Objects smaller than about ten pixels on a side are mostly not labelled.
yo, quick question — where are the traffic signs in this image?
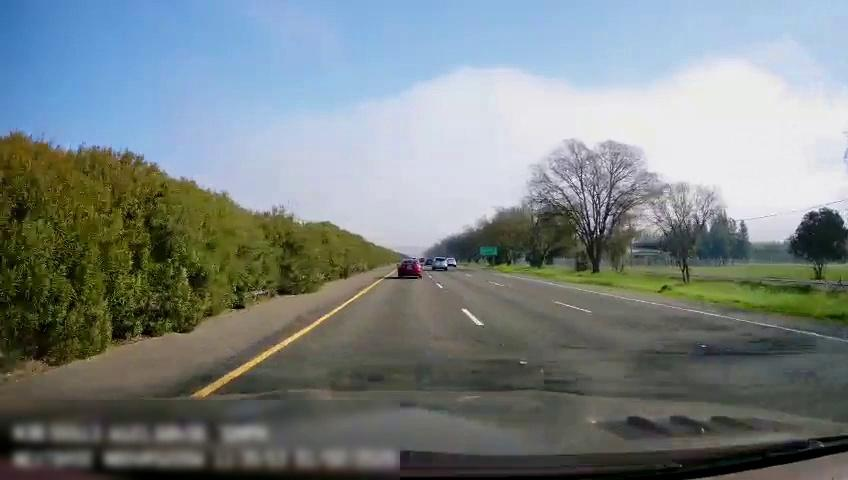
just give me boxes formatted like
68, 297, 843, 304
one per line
479, 246, 498, 256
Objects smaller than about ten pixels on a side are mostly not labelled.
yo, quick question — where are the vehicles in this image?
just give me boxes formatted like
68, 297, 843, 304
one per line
397, 259, 422, 280
431, 257, 448, 271
446, 257, 457, 267
424, 258, 433, 266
